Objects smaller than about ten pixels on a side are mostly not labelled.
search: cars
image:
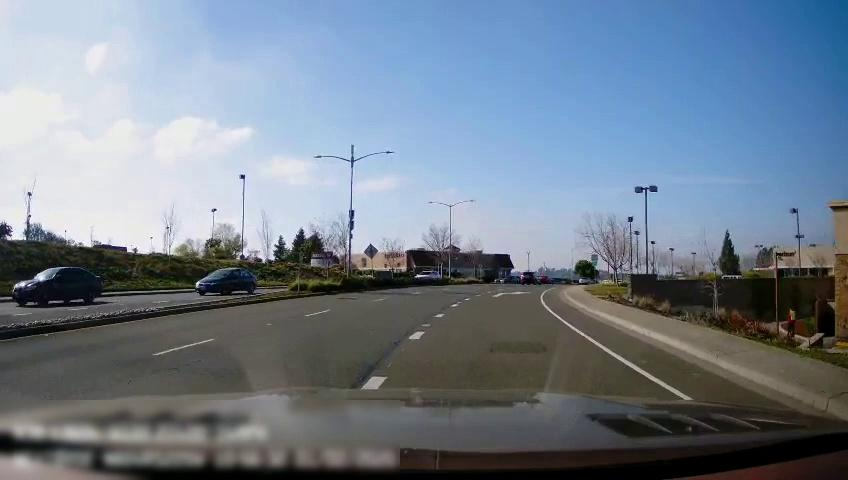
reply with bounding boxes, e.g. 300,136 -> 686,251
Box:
12,265 -> 104,309
415,270 -> 438,279
194,267 -> 258,298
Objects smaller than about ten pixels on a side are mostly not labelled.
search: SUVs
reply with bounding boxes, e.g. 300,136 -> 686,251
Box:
578,276 -> 592,285
520,271 -> 542,287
